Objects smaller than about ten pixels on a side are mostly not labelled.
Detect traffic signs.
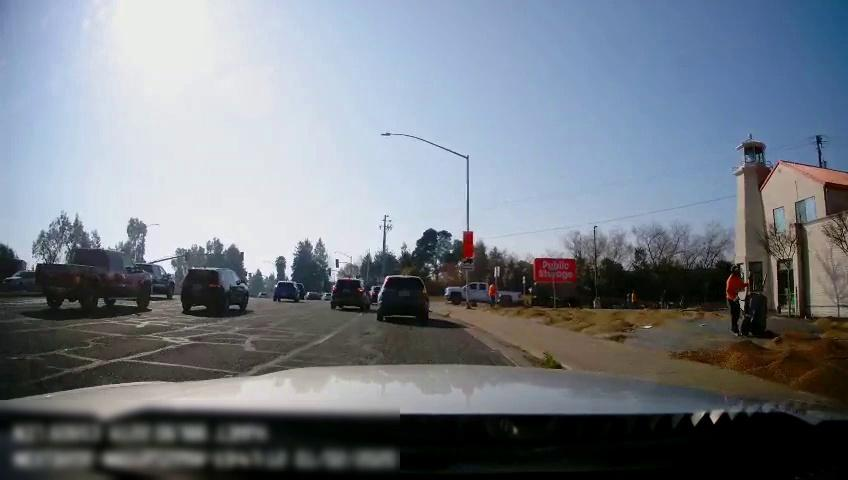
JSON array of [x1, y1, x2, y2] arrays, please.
[[459, 260, 475, 272]]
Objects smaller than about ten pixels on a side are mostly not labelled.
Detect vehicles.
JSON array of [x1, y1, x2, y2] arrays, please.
[[0, 271, 34, 291], [368, 286, 381, 305], [375, 275, 432, 325], [273, 280, 301, 303], [138, 263, 177, 300], [329, 278, 370, 313], [444, 281, 522, 306], [33, 247, 153, 315], [180, 267, 249, 317]]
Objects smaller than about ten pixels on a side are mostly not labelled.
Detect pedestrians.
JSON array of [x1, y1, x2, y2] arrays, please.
[[487, 278, 496, 307], [725, 264, 744, 333]]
